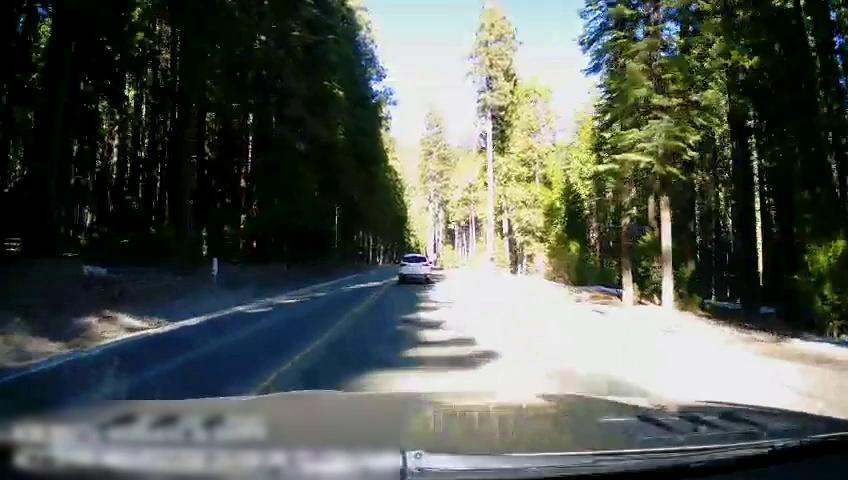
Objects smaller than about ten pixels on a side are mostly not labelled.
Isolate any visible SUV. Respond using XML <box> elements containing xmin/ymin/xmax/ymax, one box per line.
<box><xmin>398</xmin><ymin>253</ymin><xmax>434</xmax><ymax>284</ymax></box>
